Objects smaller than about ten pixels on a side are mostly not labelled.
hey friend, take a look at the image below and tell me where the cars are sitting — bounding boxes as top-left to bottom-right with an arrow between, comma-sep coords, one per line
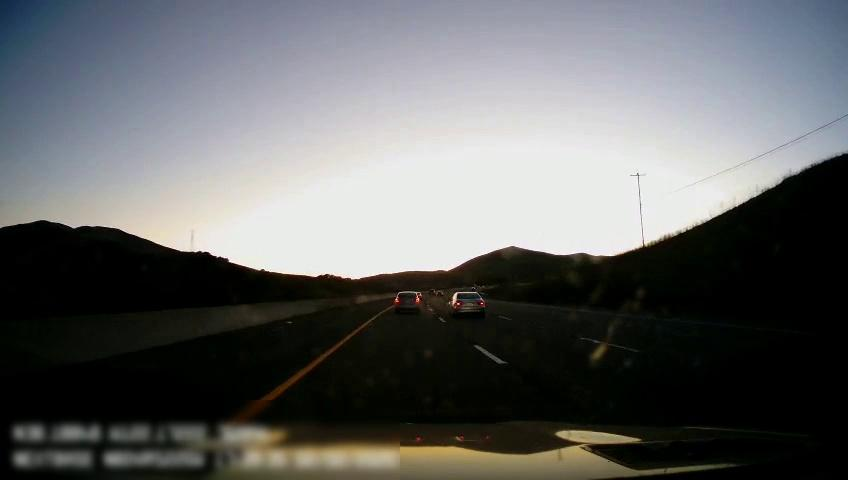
393,291 -> 420,314
448,292 -> 485,318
